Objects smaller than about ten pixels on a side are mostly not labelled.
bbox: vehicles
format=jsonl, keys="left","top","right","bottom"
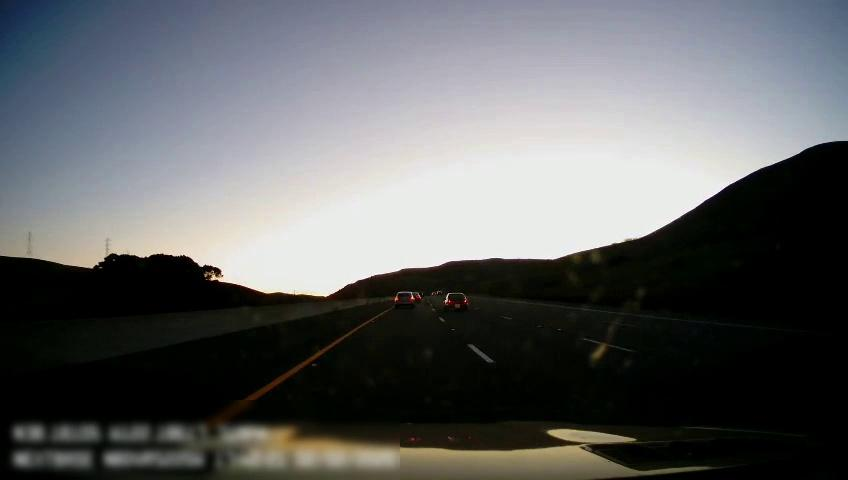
{"left": 443, "top": 292, "right": 468, "bottom": 311}
{"left": 412, "top": 292, "right": 421, "bottom": 302}
{"left": 394, "top": 291, "right": 415, "bottom": 309}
